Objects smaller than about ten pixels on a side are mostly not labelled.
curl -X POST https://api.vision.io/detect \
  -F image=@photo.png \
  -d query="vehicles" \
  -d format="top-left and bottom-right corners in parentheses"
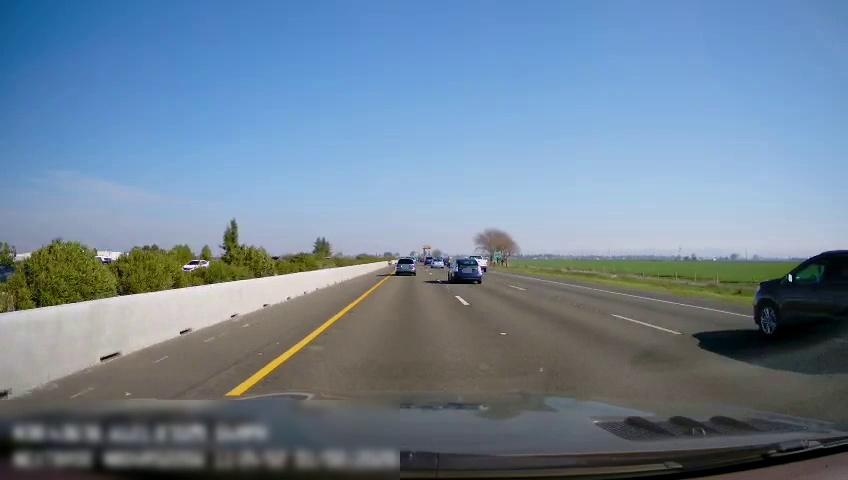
top-left (182, 259), bottom-right (211, 272)
top-left (429, 257), bottom-right (445, 269)
top-left (472, 255), bottom-right (490, 273)
top-left (0, 264), bottom-right (15, 284)
top-left (394, 257), bottom-right (417, 276)
top-left (445, 258), bottom-right (483, 283)
top-left (750, 250), bottom-right (848, 342)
